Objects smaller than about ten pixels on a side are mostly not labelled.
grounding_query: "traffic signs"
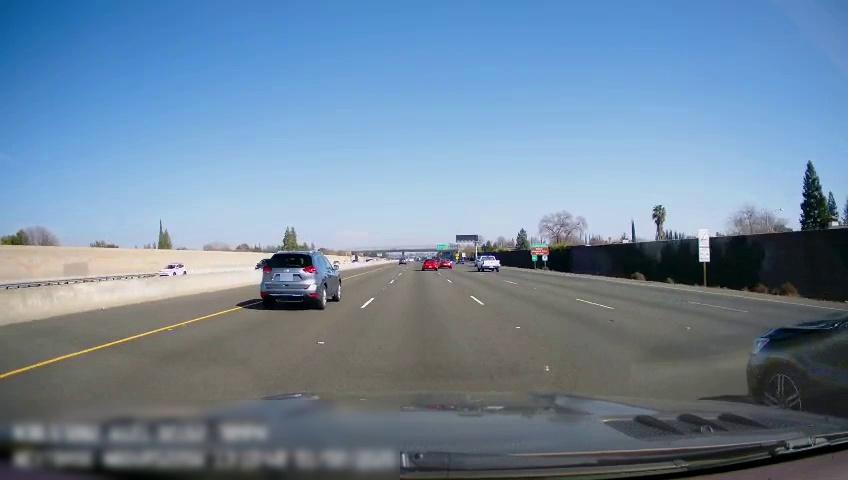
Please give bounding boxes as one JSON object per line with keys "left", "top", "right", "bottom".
{"left": 531, "top": 248, "right": 550, "bottom": 256}
{"left": 530, "top": 243, "right": 547, "bottom": 248}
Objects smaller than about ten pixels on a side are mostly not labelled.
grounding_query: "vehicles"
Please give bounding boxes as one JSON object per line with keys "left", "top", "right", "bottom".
{"left": 397, "top": 256, "right": 408, "bottom": 265}
{"left": 477, "top": 255, "right": 501, "bottom": 273}
{"left": 159, "top": 263, "right": 189, "bottom": 277}
{"left": 437, "top": 257, "right": 453, "bottom": 270}
{"left": 455, "top": 258, "right": 465, "bottom": 265}
{"left": 252, "top": 258, "right": 269, "bottom": 270}
{"left": 420, "top": 257, "right": 439, "bottom": 272}
{"left": 746, "top": 316, "right": 848, "bottom": 419}
{"left": 258, "top": 250, "right": 342, "bottom": 312}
